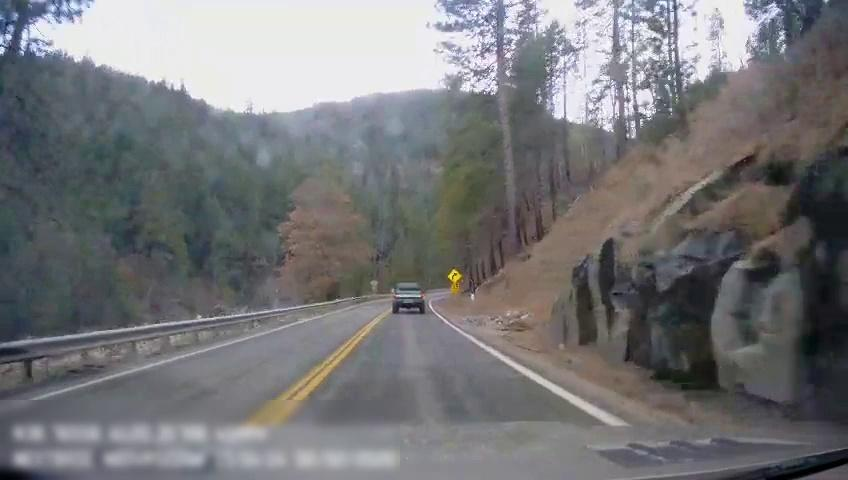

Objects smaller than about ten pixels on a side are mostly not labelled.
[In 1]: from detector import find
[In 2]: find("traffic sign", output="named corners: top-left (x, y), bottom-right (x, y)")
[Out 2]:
top-left (447, 268), bottom-right (463, 283)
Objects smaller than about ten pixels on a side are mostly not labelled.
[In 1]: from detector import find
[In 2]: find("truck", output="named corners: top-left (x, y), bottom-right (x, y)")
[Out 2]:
top-left (392, 283), bottom-right (425, 315)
